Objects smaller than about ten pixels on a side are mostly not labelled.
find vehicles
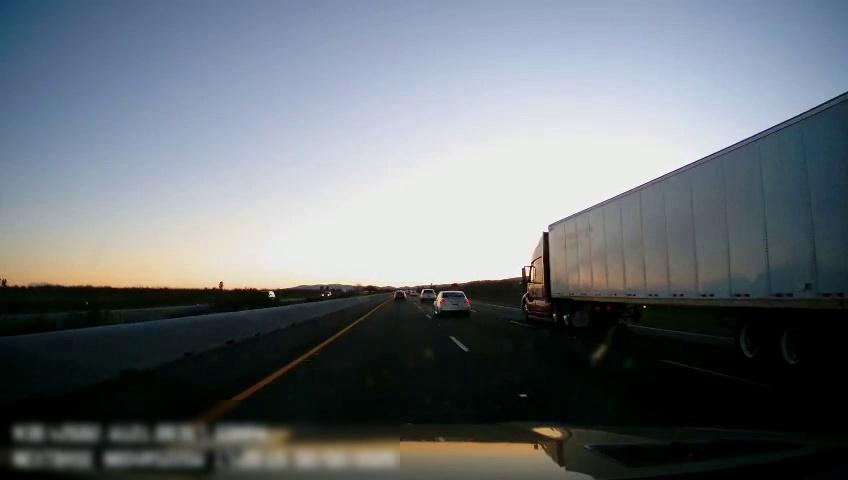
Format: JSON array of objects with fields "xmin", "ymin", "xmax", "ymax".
[
  {"xmin": 394, "ymin": 290, "xmax": 408, "ymax": 302},
  {"xmin": 519, "ymin": 91, "xmax": 848, "ymax": 384},
  {"xmin": 320, "ymin": 290, "xmax": 333, "ymax": 298},
  {"xmin": 261, "ymin": 290, "xmax": 276, "ymax": 301},
  {"xmin": 433, "ymin": 290, "xmax": 471, "ymax": 317},
  {"xmin": 419, "ymin": 288, "xmax": 437, "ymax": 303}
]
